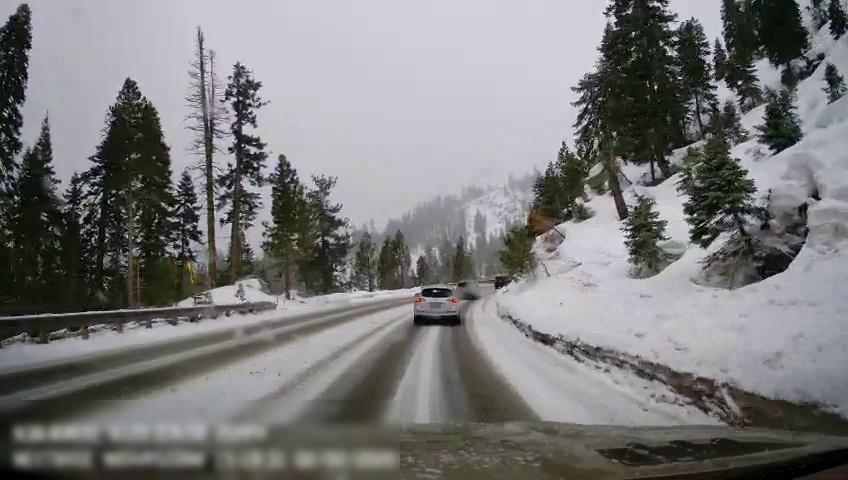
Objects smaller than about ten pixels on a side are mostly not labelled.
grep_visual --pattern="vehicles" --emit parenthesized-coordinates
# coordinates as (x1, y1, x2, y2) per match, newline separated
(413, 284, 461, 326)
(494, 276, 512, 290)
(455, 281, 481, 301)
